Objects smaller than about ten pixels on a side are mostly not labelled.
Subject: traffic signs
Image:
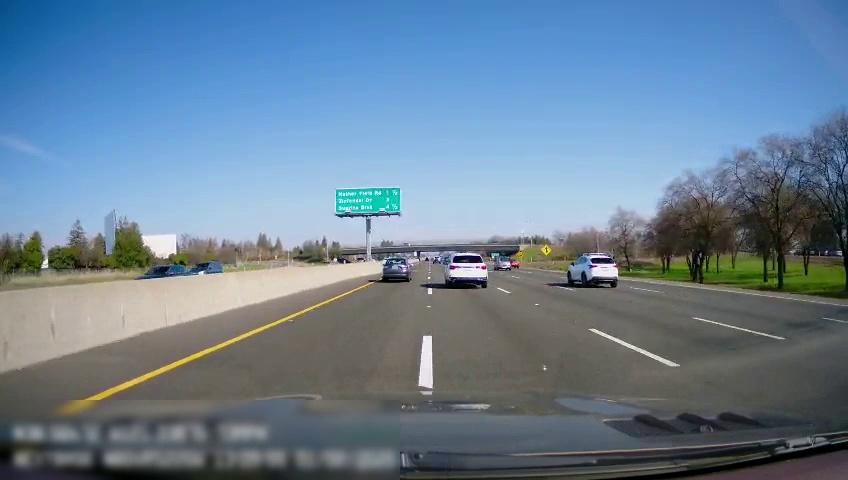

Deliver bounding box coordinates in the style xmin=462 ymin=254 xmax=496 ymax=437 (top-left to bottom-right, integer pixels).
xmin=335 ymin=188 xmax=401 ymax=216
xmin=540 ymin=243 xmax=552 ymax=255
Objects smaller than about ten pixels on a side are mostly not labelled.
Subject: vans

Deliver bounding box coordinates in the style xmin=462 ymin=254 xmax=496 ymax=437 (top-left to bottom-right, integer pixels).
xmin=491 ymin=256 xmax=511 ymax=271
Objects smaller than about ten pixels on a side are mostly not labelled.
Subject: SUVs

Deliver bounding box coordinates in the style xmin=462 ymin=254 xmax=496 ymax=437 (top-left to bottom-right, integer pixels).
xmin=567 ymin=255 xmax=618 ymax=288
xmin=444 ymin=251 xmax=488 ymax=290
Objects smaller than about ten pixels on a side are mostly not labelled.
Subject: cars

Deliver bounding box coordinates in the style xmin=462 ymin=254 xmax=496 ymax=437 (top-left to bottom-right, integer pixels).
xmin=139 ymin=264 xmax=193 ymax=281
xmin=190 ymin=261 xmax=225 ymax=275
xmin=511 ymin=259 xmax=520 ymax=269
xmin=381 ymin=257 xmax=415 ymax=283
